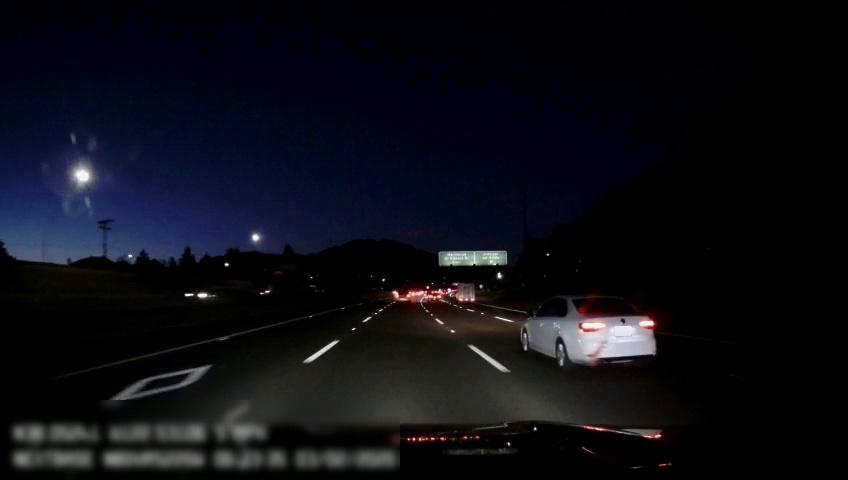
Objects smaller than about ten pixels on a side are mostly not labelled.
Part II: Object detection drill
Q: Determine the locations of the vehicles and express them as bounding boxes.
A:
[520,294,658,371]
[183,288,219,303]
[428,291,443,303]
[395,291,411,304]
[454,282,476,308]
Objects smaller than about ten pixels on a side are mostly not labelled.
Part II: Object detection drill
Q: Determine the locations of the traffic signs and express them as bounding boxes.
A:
[474,250,508,266]
[438,250,475,266]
